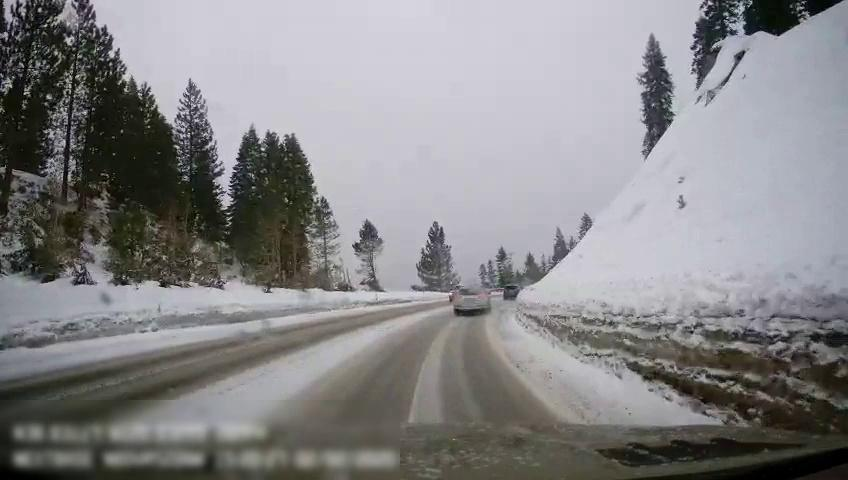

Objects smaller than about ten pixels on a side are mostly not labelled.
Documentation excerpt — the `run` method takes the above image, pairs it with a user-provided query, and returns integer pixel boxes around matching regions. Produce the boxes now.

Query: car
[503,284,525,301]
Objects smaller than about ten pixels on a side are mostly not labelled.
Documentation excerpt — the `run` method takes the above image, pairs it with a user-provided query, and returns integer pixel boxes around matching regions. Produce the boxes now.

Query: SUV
[453,285,493,317]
